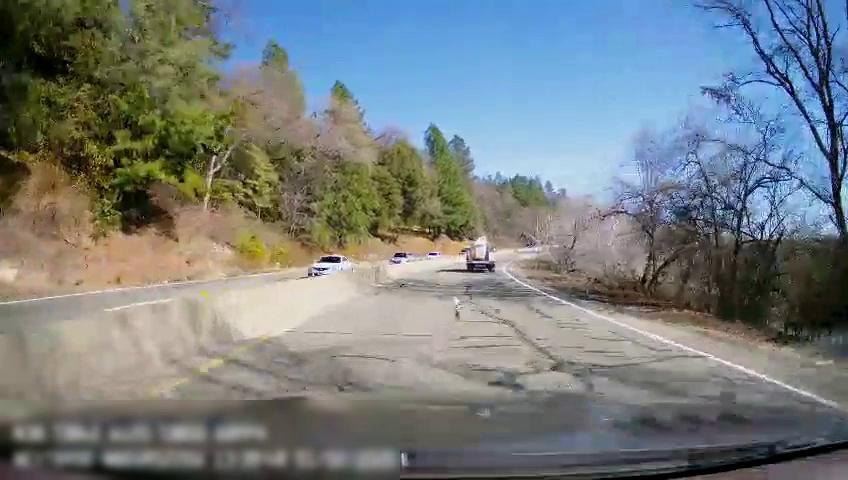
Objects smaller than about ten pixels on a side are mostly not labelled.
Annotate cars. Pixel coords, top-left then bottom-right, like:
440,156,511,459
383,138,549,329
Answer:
391,252,417,265
426,251,442,258
309,254,355,280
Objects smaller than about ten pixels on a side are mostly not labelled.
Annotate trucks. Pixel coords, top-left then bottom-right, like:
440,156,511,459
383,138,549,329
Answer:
466,236,498,273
